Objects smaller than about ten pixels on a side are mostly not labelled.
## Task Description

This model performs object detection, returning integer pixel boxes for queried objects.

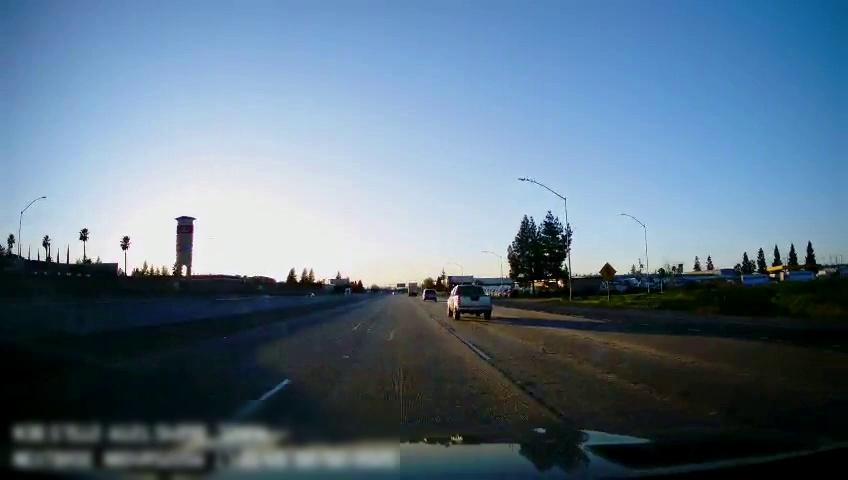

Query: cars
[423,289,438,302]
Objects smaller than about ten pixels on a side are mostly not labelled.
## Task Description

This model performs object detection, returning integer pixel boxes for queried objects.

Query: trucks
[409,283,417,296]
[447,284,492,321]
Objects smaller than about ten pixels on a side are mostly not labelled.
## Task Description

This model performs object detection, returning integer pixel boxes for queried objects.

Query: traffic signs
[598,263,618,282]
